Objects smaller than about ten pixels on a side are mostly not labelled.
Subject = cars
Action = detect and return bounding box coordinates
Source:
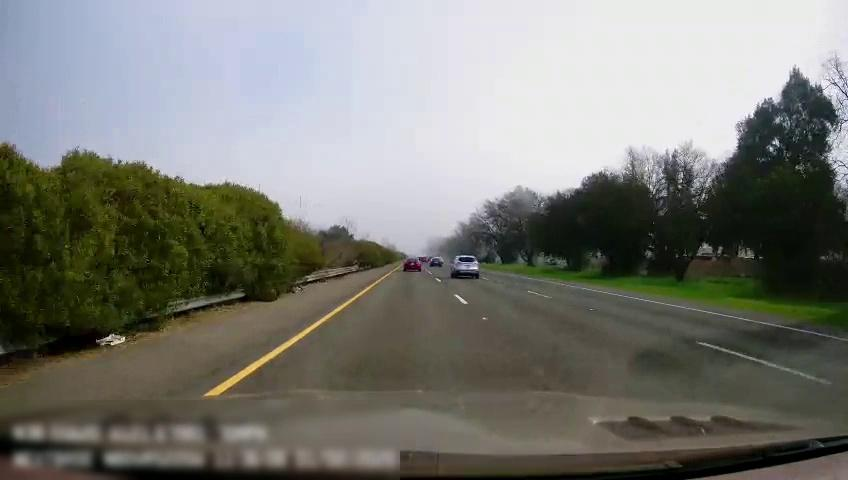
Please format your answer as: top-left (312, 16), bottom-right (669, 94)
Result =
top-left (430, 257), bottom-right (443, 267)
top-left (402, 255), bottom-right (423, 273)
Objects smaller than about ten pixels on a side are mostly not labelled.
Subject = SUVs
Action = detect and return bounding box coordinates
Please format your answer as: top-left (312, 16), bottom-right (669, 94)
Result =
top-left (449, 255), bottom-right (480, 279)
